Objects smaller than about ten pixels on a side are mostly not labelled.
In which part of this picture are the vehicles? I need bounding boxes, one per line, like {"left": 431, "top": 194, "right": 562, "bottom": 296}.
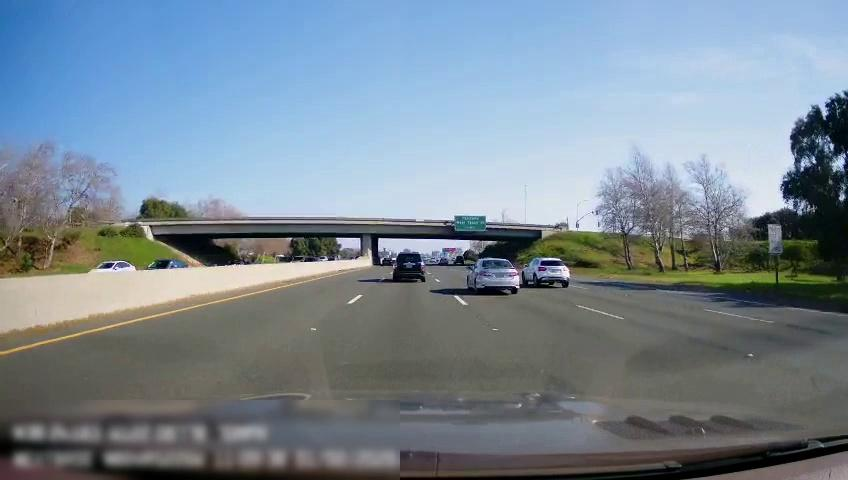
{"left": 521, "top": 256, "right": 571, "bottom": 289}
{"left": 438, "top": 257, "right": 449, "bottom": 265}
{"left": 381, "top": 257, "right": 394, "bottom": 267}
{"left": 453, "top": 255, "right": 465, "bottom": 265}
{"left": 317, "top": 255, "right": 329, "bottom": 263}
{"left": 144, "top": 258, "right": 189, "bottom": 272}
{"left": 392, "top": 251, "right": 426, "bottom": 282}
{"left": 289, "top": 255, "right": 307, "bottom": 264}
{"left": 300, "top": 256, "right": 317, "bottom": 263}
{"left": 87, "top": 259, "right": 136, "bottom": 275}
{"left": 465, "top": 258, "right": 520, "bottom": 296}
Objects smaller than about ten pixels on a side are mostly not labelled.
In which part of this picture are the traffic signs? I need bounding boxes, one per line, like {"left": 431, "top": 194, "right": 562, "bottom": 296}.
{"left": 454, "top": 214, "right": 487, "bottom": 233}
{"left": 767, "top": 223, "right": 783, "bottom": 253}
